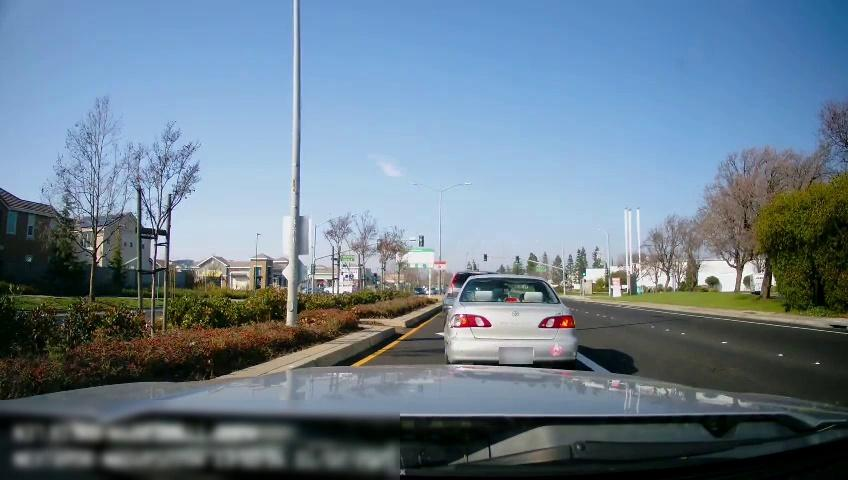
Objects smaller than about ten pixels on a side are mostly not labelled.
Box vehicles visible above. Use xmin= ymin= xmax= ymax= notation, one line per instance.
xmin=451 ymin=272 xmax=490 ymax=288
xmin=322 ymin=281 xmax=354 ymax=294
xmin=445 ymin=275 xmax=578 ymax=364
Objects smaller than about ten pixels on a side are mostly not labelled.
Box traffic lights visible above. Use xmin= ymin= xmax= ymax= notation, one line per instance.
xmin=418 ymin=235 xmax=424 ymax=248
xmin=376 ymin=239 xmax=382 ymax=251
